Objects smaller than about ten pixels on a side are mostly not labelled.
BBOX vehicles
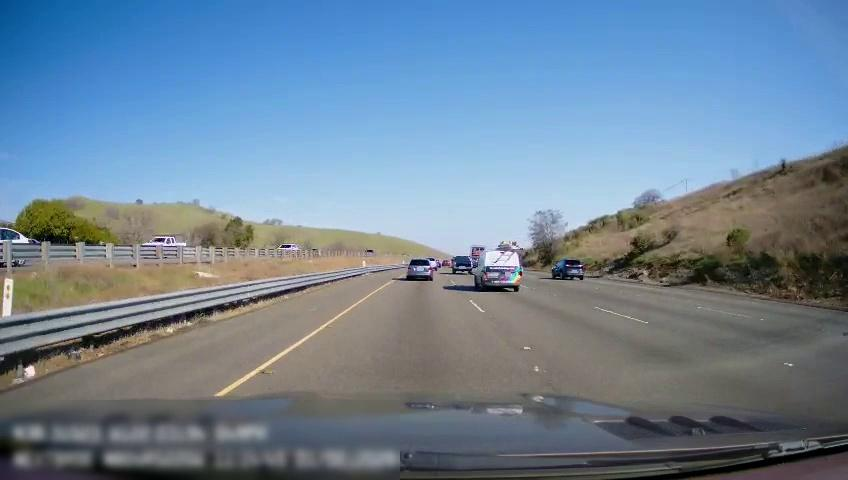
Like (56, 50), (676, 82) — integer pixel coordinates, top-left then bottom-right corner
(424, 257), (438, 271)
(451, 255), (474, 275)
(25, 238), (41, 246)
(140, 236), (187, 248)
(276, 243), (300, 251)
(472, 239), (523, 293)
(406, 259), (433, 282)
(551, 258), (585, 281)
(0, 227), (31, 267)
(471, 246), (486, 269)
(364, 249), (377, 256)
